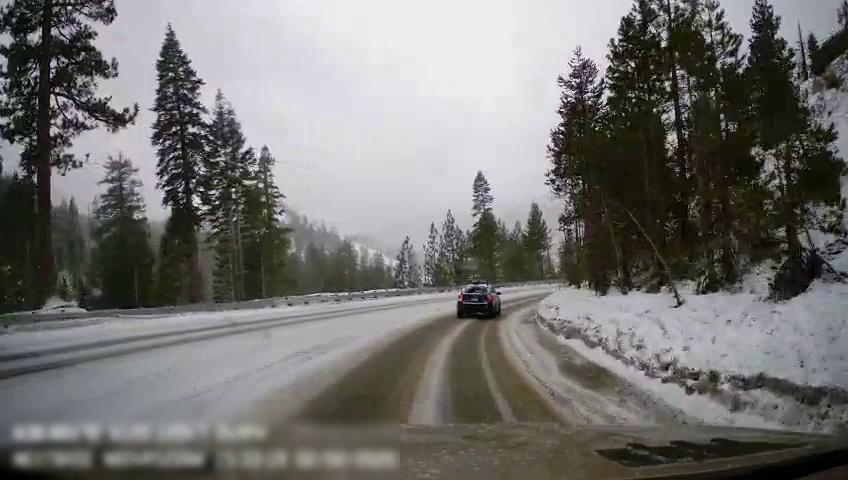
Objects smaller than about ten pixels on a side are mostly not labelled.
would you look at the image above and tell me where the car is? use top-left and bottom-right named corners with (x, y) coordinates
top-left (456, 279), bottom-right (503, 320)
